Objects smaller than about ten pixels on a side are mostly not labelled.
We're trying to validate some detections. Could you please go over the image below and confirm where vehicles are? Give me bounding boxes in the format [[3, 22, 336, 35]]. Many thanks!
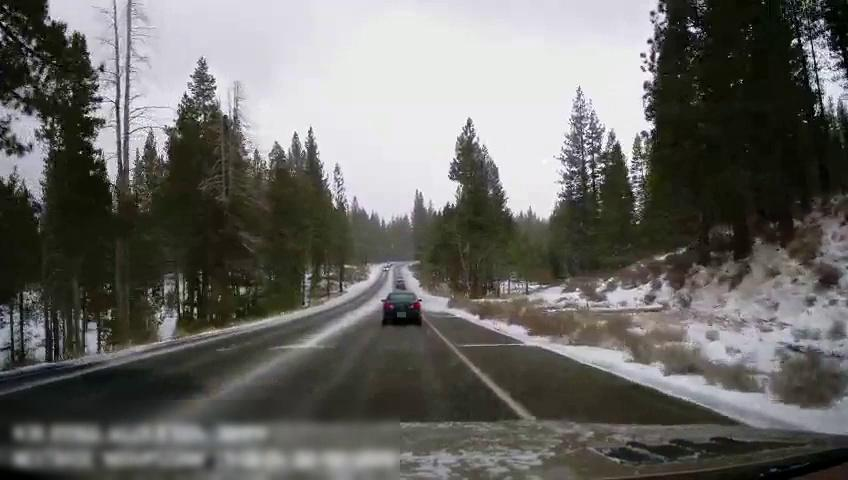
[[380, 291, 423, 325], [394, 278, 408, 291]]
